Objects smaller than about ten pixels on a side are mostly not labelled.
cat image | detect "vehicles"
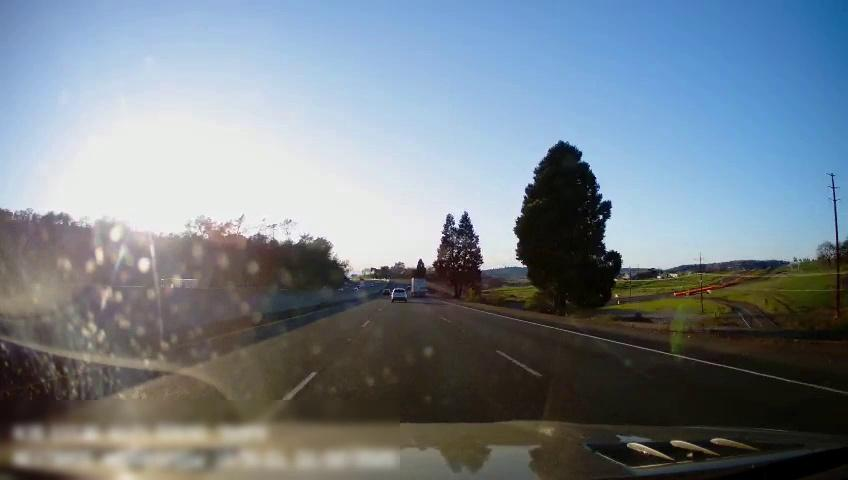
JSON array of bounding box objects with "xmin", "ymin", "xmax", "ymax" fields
[
  {"xmin": 410, "ymin": 277, "xmax": 426, "ymax": 298},
  {"xmin": 160, "ymin": 278, "xmax": 199, "ymax": 288},
  {"xmin": 391, "ymin": 287, "xmax": 408, "ymax": 303}
]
